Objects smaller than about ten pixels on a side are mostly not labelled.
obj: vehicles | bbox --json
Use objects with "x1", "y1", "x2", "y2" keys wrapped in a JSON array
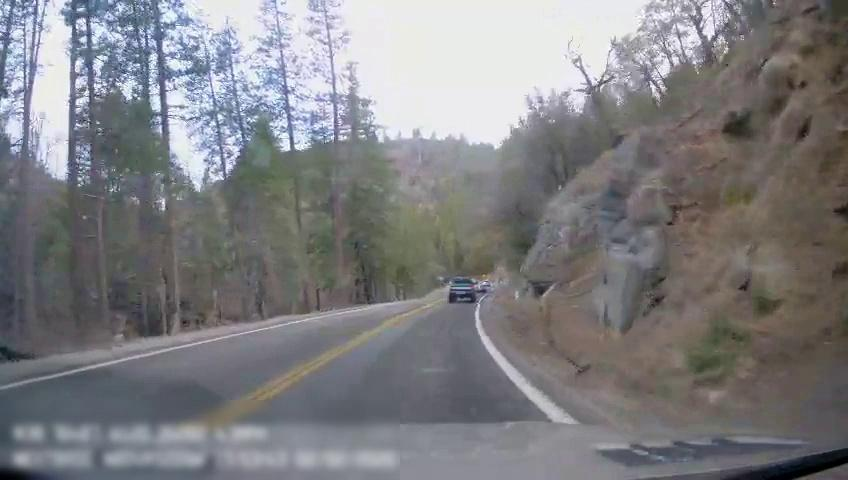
[
  {"x1": 476, "y1": 283, "x2": 487, "y2": 293},
  {"x1": 448, "y1": 276, "x2": 477, "y2": 304}
]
